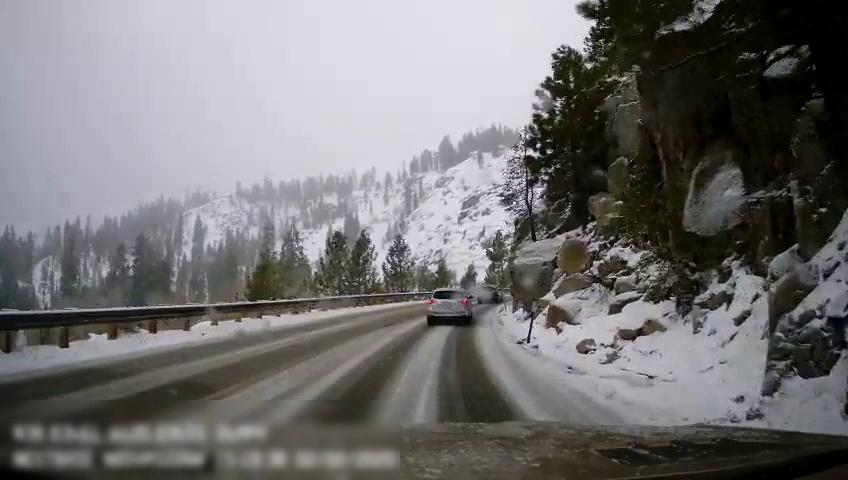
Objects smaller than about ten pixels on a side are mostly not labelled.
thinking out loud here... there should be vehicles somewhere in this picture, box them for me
[426,288,474,326]
[477,285,503,304]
